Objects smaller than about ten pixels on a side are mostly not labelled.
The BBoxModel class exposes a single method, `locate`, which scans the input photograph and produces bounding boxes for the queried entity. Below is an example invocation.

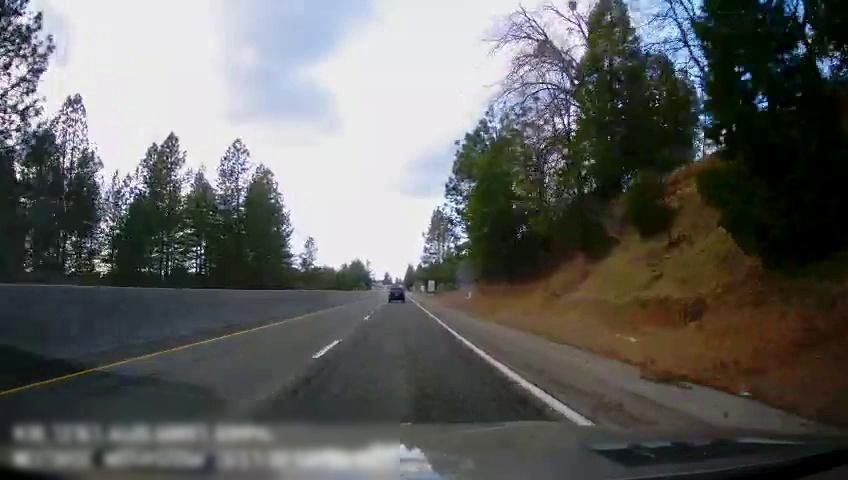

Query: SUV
[388,287,406,304]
